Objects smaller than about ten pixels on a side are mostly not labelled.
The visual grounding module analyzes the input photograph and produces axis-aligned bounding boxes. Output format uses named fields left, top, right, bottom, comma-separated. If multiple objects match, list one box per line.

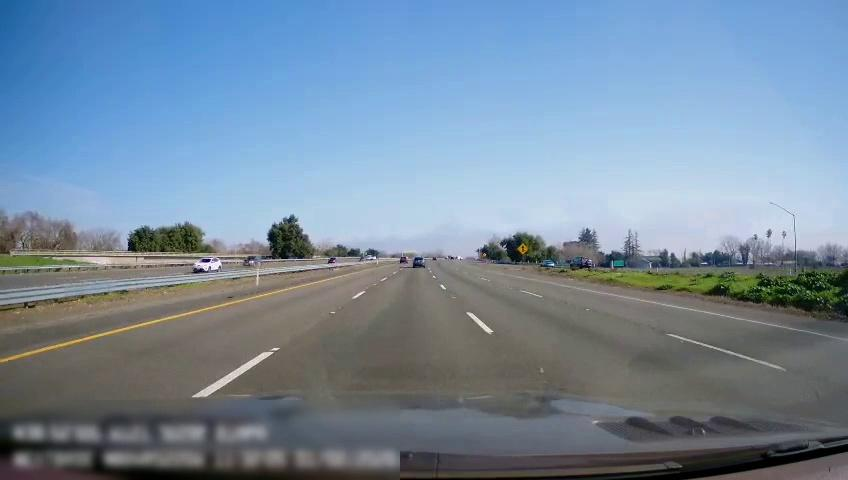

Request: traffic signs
left=516, top=242, right=530, bottom=256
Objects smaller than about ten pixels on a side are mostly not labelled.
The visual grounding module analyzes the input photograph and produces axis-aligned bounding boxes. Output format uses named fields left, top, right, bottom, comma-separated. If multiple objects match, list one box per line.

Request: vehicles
left=539, top=260, right=556, bottom=269
left=564, top=255, right=593, bottom=272
left=400, top=256, right=409, bottom=264
left=412, top=256, right=426, bottom=268
left=242, top=256, right=264, bottom=268
left=191, top=256, right=223, bottom=274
